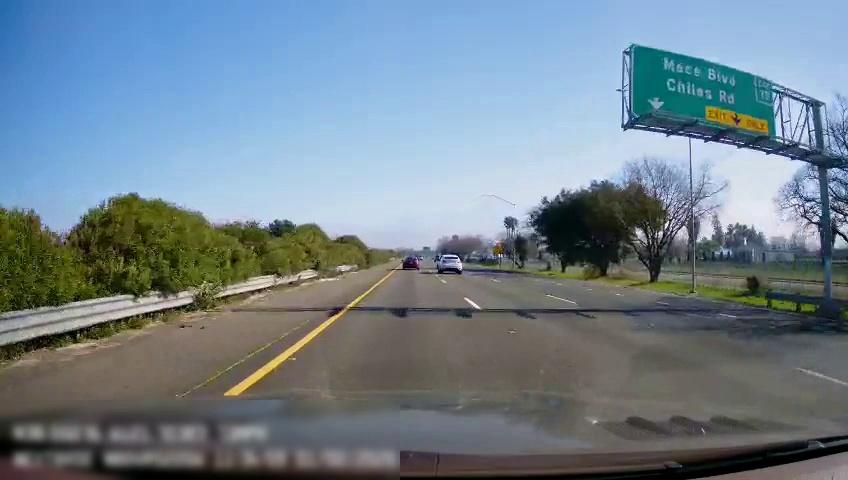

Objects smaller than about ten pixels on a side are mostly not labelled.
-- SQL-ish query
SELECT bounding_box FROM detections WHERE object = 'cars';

[402,255,420,271]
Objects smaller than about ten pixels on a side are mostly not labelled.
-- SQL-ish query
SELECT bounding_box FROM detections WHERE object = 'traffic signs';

[630,42,777,140]
[494,245,505,255]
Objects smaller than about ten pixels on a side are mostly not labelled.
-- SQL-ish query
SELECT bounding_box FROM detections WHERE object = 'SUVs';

[437,255,462,274]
